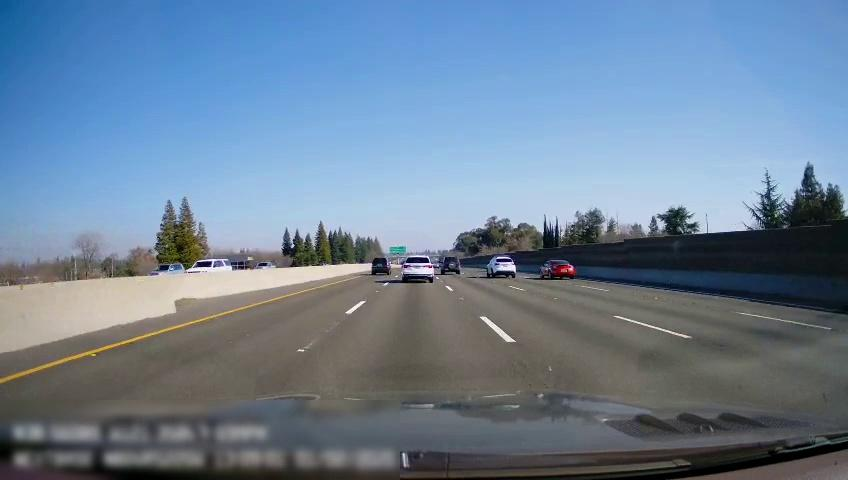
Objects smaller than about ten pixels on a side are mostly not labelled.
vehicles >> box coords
[253,261,276,270]
[149,263,186,276]
[184,259,233,274]
[400,255,434,284]
[439,255,461,276]
[486,257,517,279]
[370,257,393,276]
[538,259,577,280]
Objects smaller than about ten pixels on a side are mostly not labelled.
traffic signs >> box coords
[389,245,406,254]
